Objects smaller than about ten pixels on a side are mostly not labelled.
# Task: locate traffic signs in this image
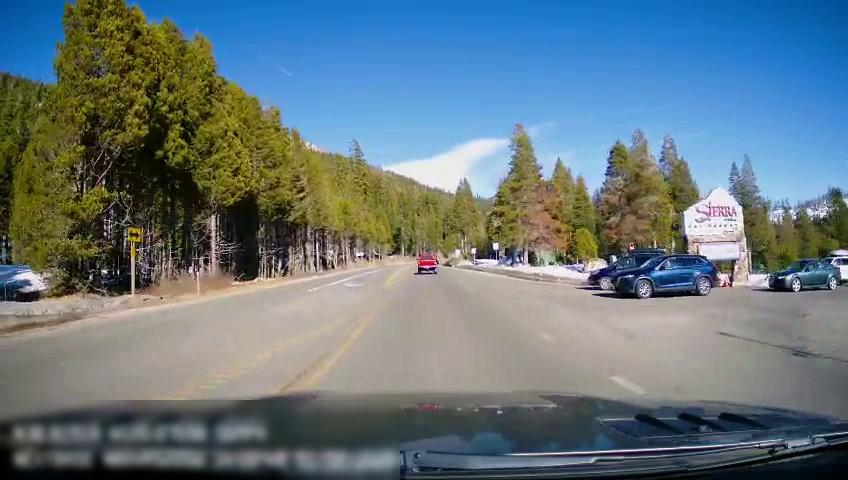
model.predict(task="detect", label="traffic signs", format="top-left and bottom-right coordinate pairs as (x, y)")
top-left (127, 226), bottom-right (145, 244)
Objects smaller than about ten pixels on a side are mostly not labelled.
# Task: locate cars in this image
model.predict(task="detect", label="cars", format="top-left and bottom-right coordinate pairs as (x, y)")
top-left (767, 258), bottom-right (842, 293)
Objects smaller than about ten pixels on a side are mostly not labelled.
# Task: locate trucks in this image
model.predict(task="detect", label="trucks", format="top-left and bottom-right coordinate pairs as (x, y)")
top-left (416, 254), bottom-right (438, 275)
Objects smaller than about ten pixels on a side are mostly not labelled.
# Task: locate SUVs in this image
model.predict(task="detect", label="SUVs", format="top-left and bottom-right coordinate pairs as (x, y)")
top-left (819, 255), bottom-right (848, 283)
top-left (586, 249), bottom-right (668, 291)
top-left (611, 253), bottom-right (720, 300)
